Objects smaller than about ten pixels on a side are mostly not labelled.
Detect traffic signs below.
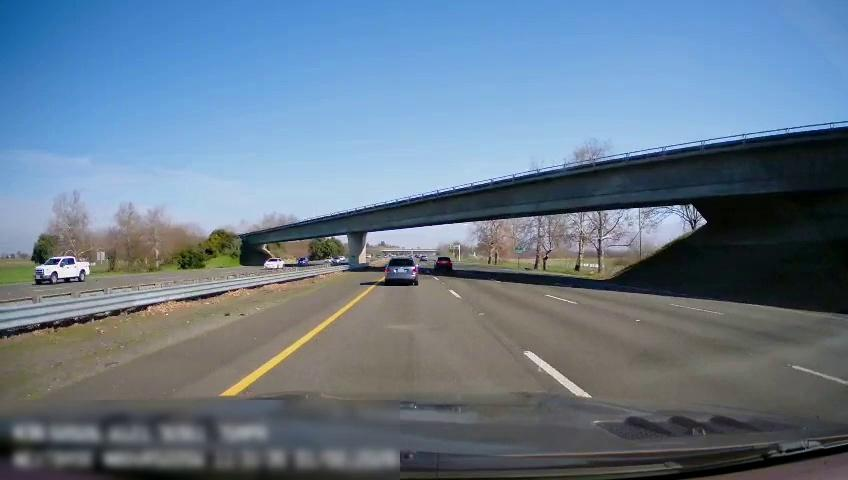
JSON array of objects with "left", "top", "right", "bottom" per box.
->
[{"left": 96, "top": 250, "right": 106, "bottom": 261}]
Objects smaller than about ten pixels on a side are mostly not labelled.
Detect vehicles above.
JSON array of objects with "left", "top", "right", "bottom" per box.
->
[
  {"left": 264, "top": 257, "right": 284, "bottom": 270},
  {"left": 33, "top": 256, "right": 91, "bottom": 285},
  {"left": 384, "top": 258, "right": 418, "bottom": 286},
  {"left": 434, "top": 256, "right": 453, "bottom": 272},
  {"left": 419, "top": 255, "right": 428, "bottom": 263}
]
